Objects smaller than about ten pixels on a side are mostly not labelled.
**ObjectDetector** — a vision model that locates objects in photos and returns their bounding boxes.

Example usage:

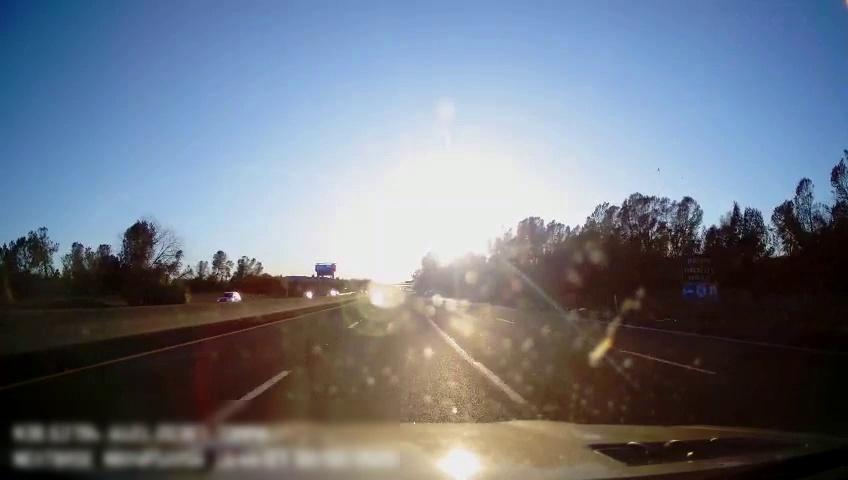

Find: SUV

[216,292,242,304]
